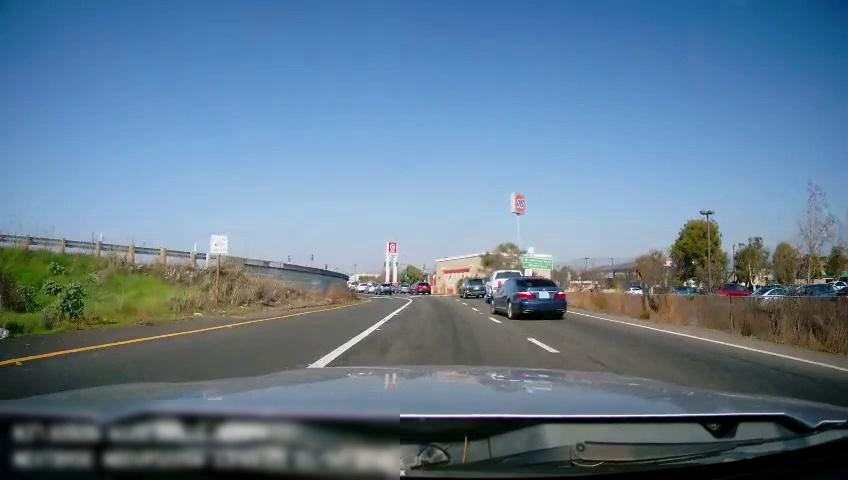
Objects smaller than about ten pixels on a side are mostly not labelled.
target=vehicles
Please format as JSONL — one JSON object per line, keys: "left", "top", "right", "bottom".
{"left": 410, "top": 282, "right": 432, "bottom": 296}
{"left": 485, "top": 270, "right": 525, "bottom": 304}
{"left": 355, "top": 283, "right": 369, "bottom": 294}
{"left": 375, "top": 283, "right": 392, "bottom": 296}
{"left": 394, "top": 284, "right": 411, "bottom": 295}
{"left": 458, "top": 278, "right": 486, "bottom": 300}
{"left": 490, "top": 278, "right": 567, "bottom": 320}
{"left": 367, "top": 285, "right": 377, "bottom": 295}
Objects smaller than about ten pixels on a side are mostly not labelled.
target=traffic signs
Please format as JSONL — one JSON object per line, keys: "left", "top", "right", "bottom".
{"left": 210, "top": 234, "right": 229, "bottom": 252}
{"left": 523, "top": 258, "right": 553, "bottom": 270}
